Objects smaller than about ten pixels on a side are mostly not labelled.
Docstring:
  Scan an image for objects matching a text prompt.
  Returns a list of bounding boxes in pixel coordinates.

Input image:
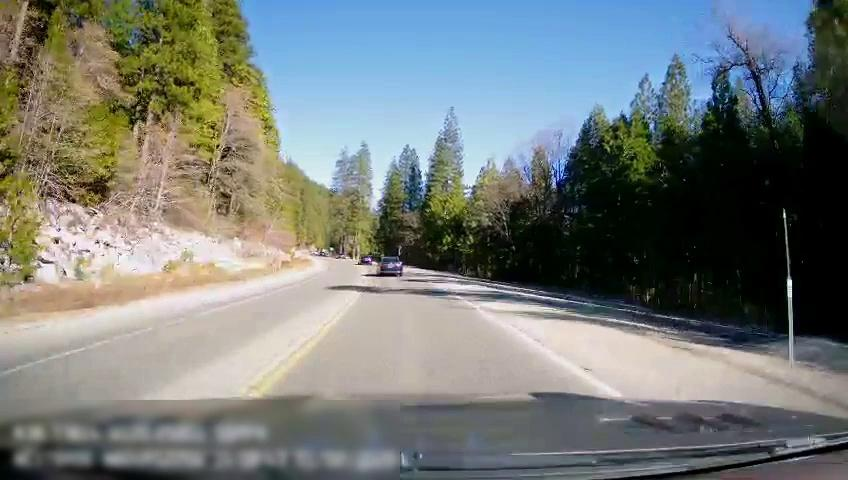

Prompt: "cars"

[378,256,403,277]
[357,254,373,266]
